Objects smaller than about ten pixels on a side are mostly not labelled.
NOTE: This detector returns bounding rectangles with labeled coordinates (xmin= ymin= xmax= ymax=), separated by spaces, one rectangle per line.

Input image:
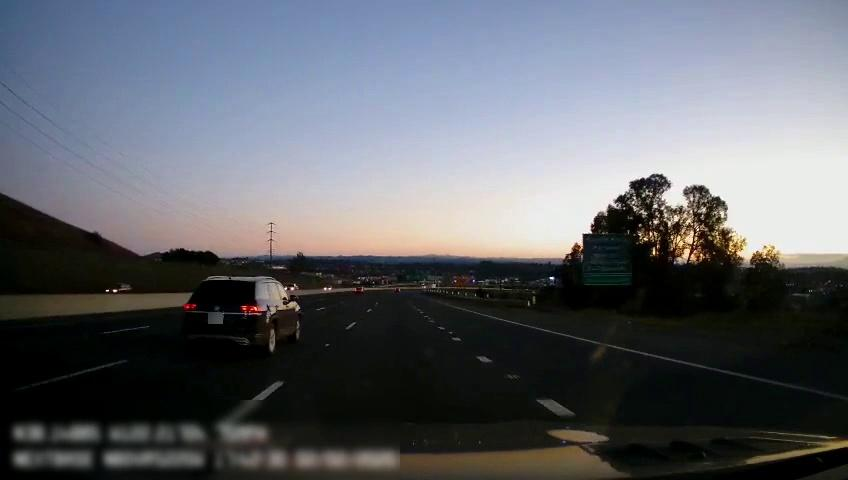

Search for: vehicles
xmin=105 ymin=283 xmax=132 ymax=294
xmin=181 ymin=274 xmax=303 ymax=355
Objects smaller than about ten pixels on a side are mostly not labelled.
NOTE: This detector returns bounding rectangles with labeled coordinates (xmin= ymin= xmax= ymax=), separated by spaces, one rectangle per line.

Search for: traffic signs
xmin=456 ymin=276 xmax=467 ymax=287
xmin=581 ymin=232 xmax=635 ymax=288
